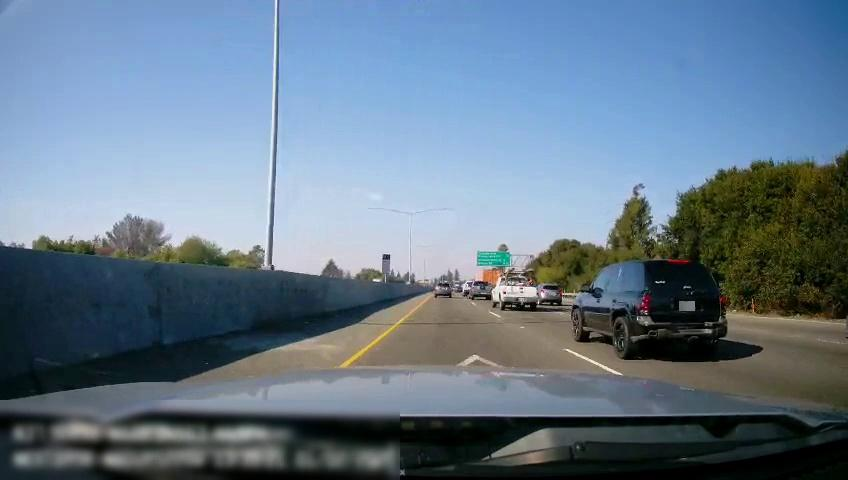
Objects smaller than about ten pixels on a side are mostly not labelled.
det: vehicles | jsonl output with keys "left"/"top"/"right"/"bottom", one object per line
{"left": 479, "top": 270, "right": 500, "bottom": 282}
{"left": 371, "top": 278, "right": 382, "bottom": 282}
{"left": 568, "top": 257, "right": 729, "bottom": 360}
{"left": 491, "top": 269, "right": 538, "bottom": 311}
{"left": 434, "top": 282, "right": 452, "bottom": 299}
{"left": 462, "top": 280, "right": 470, "bottom": 297}
{"left": 468, "top": 280, "right": 492, "bottom": 300}
{"left": 537, "top": 281, "right": 564, "bottom": 306}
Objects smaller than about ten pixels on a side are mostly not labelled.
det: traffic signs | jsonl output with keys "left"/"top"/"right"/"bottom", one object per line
{"left": 380, "top": 252, "right": 392, "bottom": 274}
{"left": 476, "top": 250, "right": 512, "bottom": 268}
